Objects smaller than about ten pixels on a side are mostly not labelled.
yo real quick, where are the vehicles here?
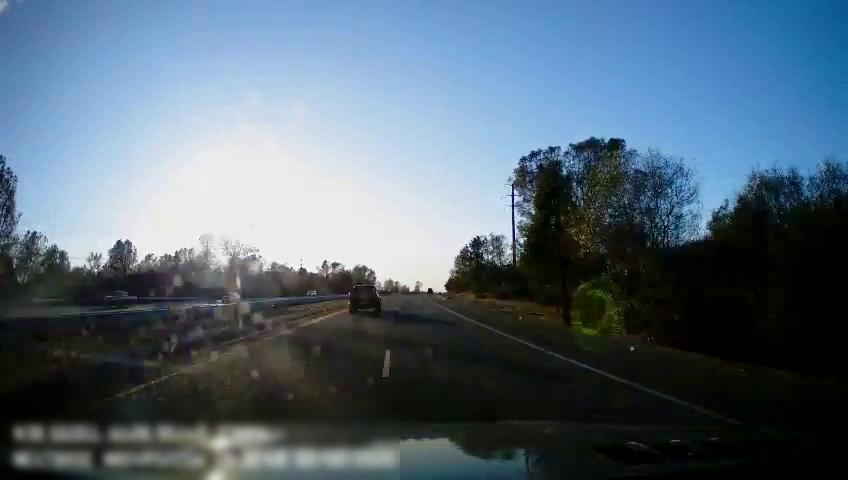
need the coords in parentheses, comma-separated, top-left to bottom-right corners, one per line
(349, 284, 382, 314)
(104, 291, 138, 308)
(221, 293, 240, 302)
